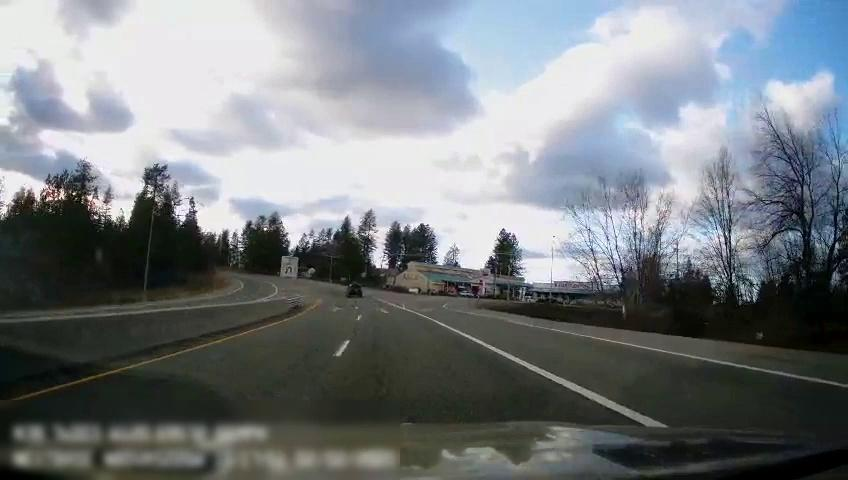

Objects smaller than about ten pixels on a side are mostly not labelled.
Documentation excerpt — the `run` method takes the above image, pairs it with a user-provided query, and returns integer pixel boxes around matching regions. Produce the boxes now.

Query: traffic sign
[280,255,299,278]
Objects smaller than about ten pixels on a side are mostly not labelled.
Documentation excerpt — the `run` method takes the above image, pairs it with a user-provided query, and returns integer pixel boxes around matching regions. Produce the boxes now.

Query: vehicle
[346,284,363,297]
